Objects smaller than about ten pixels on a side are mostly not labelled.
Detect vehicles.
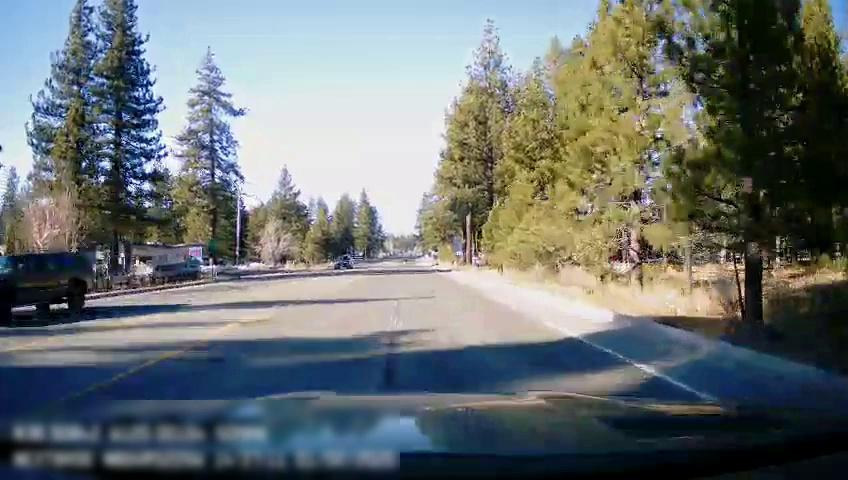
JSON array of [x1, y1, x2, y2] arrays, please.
[[334, 255, 353, 270], [0, 251, 94, 313]]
